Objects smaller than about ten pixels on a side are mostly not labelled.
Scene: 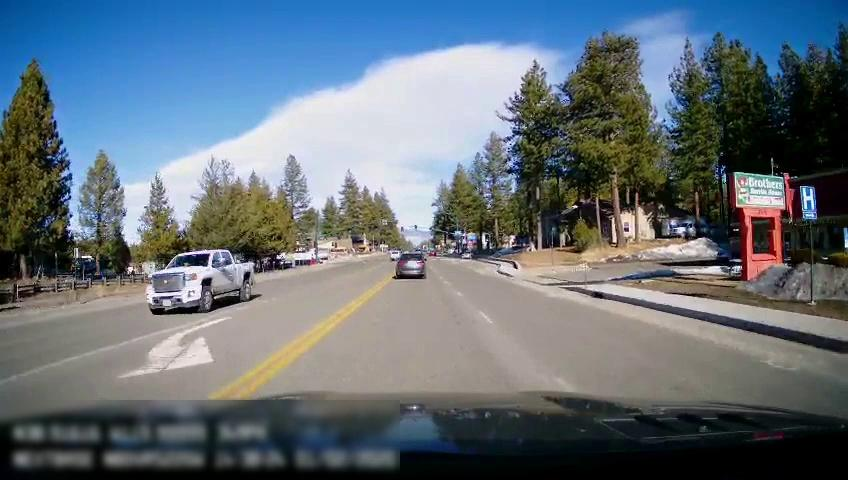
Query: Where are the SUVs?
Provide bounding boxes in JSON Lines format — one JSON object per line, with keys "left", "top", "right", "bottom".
{"left": 668, "top": 221, "right": 703, "bottom": 241}
{"left": 395, "top": 253, "right": 426, "bottom": 279}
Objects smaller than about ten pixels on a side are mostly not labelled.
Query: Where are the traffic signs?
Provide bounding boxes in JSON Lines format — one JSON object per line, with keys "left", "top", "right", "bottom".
{"left": 800, "top": 184, "right": 817, "bottom": 221}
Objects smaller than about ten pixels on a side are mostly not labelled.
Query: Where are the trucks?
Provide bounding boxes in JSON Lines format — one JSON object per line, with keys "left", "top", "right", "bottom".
{"left": 146, "top": 250, "right": 256, "bottom": 315}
